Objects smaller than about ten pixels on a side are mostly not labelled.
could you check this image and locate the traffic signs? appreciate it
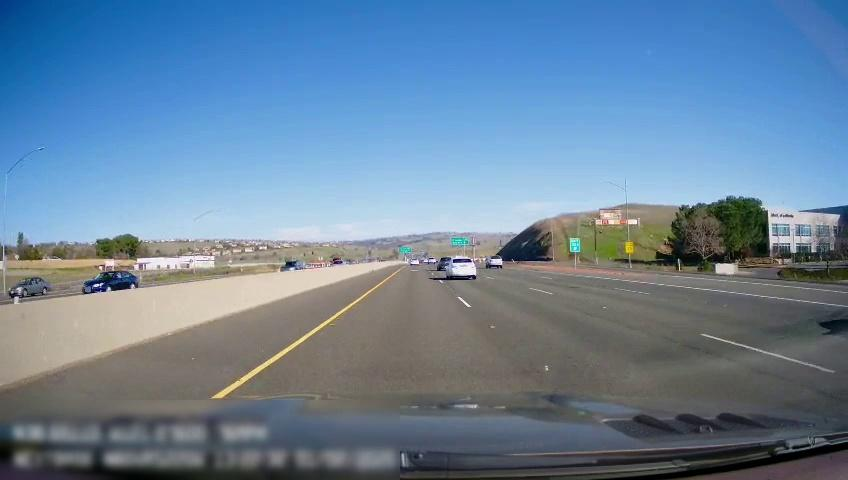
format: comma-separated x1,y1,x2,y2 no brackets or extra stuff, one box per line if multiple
451,237,470,247
400,247,412,254
569,237,581,253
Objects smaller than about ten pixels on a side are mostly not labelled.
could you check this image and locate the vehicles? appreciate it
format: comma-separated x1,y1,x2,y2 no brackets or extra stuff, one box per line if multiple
8,278,48,298
485,255,503,268
437,257,452,271
410,257,420,265
446,258,476,280
279,261,303,272
81,270,138,295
